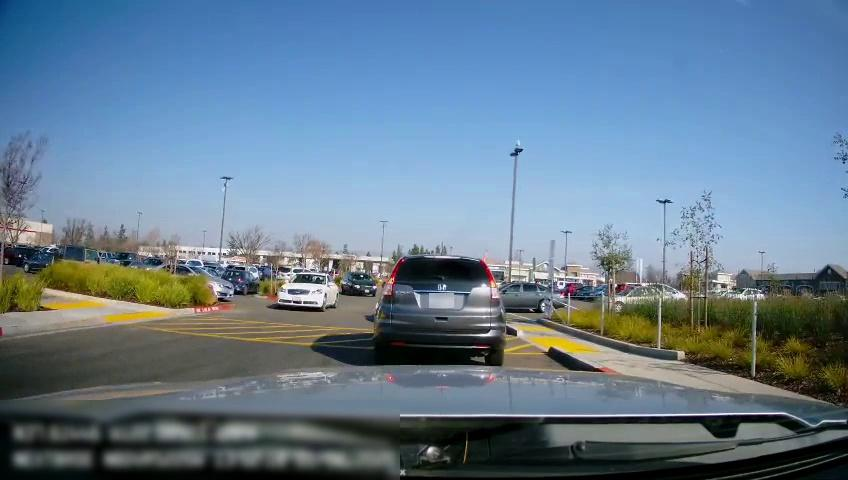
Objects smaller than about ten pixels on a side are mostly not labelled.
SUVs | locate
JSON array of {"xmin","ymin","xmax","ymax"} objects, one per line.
[
  {"xmin": 374, "ymin": 255, "xmax": 506, "ymax": 368},
  {"xmin": 341, "ymin": 271, "xmax": 377, "ymax": 297}
]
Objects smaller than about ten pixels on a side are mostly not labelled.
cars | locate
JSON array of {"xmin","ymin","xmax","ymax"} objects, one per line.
[
  {"xmin": 497, "ymin": 282, "xmax": 566, "ymax": 314},
  {"xmin": 274, "ymin": 273, "xmax": 339, "ymax": 313}
]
